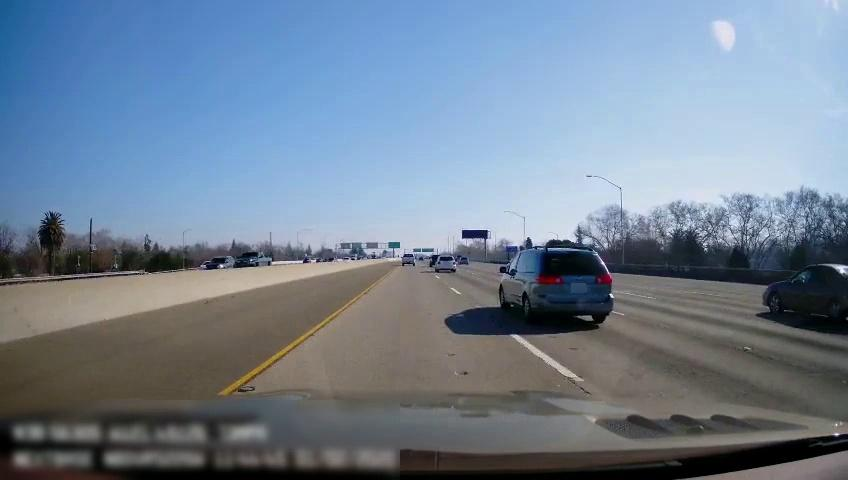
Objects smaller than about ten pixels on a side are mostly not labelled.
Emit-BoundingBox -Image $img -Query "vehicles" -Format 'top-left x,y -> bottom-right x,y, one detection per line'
434,254 -> 456,273
322,257 -> 335,263
429,254 -> 440,268
199,260 -> 212,270
206,255 -> 237,269
761,263 -> 848,324
400,253 -> 417,267
233,251 -> 273,269
498,245 -> 615,325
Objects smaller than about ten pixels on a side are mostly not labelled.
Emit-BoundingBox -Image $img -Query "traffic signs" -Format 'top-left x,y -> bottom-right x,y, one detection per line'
340,242 -> 351,249
388,241 -> 401,249
421,248 -> 434,253
505,245 -> 518,253
351,242 -> 362,249
366,242 -> 379,249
